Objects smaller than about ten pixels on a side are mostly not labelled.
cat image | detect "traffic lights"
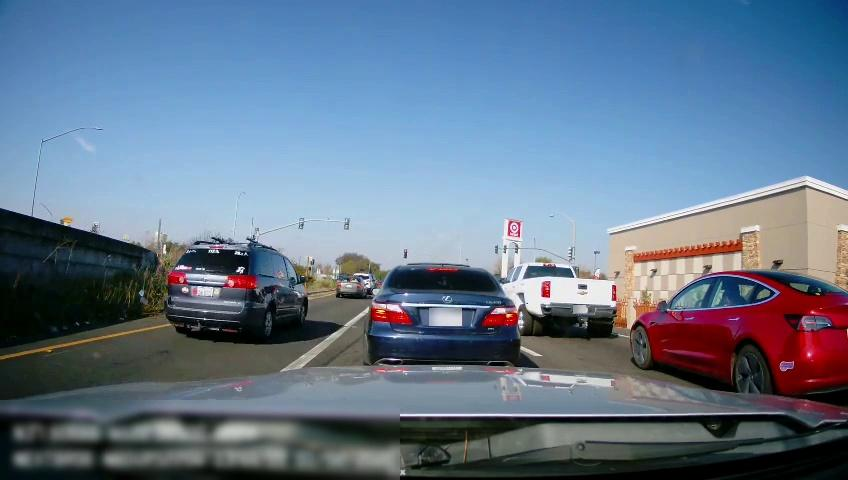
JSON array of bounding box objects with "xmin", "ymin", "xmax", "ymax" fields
[
  {"xmin": 513, "ymin": 242, "xmax": 519, "ymax": 256},
  {"xmin": 403, "ymin": 248, "xmax": 408, "ymax": 260},
  {"xmin": 494, "ymin": 244, "xmax": 499, "ymax": 255},
  {"xmin": 567, "ymin": 247, "xmax": 573, "ymax": 261},
  {"xmin": 297, "ymin": 217, "xmax": 305, "ymax": 230},
  {"xmin": 343, "ymin": 217, "xmax": 350, "ymax": 231},
  {"xmin": 502, "ymin": 243, "xmax": 507, "ymax": 255}
]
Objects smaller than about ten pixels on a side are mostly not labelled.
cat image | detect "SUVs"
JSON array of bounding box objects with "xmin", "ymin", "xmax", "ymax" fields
[{"xmin": 353, "ymin": 272, "xmax": 376, "ymax": 296}]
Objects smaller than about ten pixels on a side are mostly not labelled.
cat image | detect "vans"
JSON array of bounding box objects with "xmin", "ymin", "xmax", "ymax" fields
[{"xmin": 163, "ymin": 235, "xmax": 310, "ymax": 341}]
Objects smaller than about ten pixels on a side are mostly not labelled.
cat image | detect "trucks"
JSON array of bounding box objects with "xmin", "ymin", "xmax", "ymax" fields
[{"xmin": 492, "ymin": 262, "xmax": 618, "ymax": 337}]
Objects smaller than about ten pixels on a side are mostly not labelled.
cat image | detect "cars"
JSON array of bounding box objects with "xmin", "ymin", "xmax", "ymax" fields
[
  {"xmin": 628, "ymin": 267, "xmax": 848, "ymax": 408},
  {"xmin": 336, "ymin": 274, "xmax": 370, "ymax": 300},
  {"xmin": 361, "ymin": 262, "xmax": 522, "ymax": 367}
]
